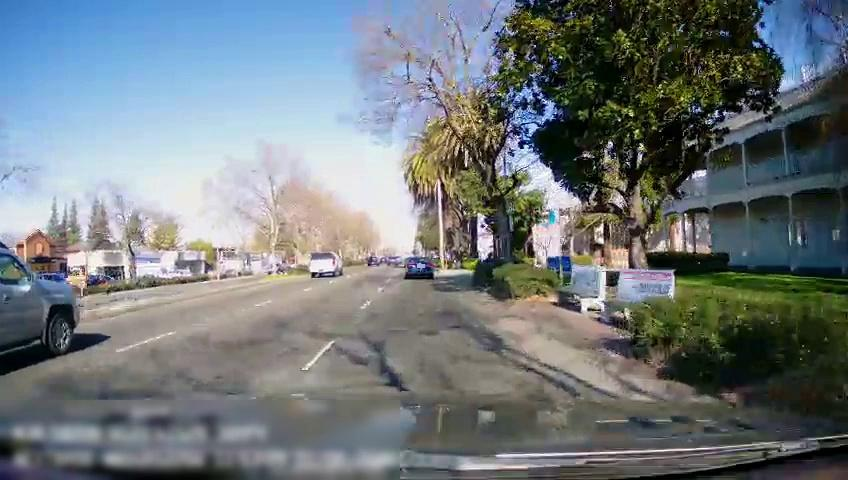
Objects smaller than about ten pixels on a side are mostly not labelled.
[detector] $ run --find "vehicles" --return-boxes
[0,237,81,357]
[265,262,288,274]
[309,251,344,277]
[368,258,381,267]
[407,256,434,280]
